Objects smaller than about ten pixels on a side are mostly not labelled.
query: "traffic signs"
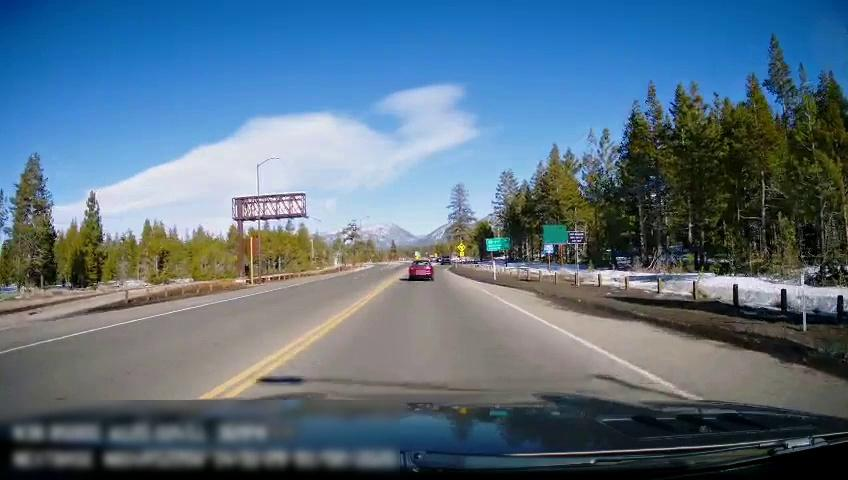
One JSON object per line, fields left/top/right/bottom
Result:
{"left": 456, "top": 243, "right": 467, "bottom": 252}
{"left": 486, "top": 237, "right": 512, "bottom": 252}
{"left": 567, "top": 231, "right": 588, "bottom": 245}
{"left": 542, "top": 224, "right": 568, "bottom": 243}
{"left": 543, "top": 243, "right": 554, "bottom": 254}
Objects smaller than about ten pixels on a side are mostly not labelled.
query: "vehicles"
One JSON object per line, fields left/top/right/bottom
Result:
{"left": 408, "top": 259, "right": 434, "bottom": 281}
{"left": 439, "top": 255, "right": 450, "bottom": 265}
